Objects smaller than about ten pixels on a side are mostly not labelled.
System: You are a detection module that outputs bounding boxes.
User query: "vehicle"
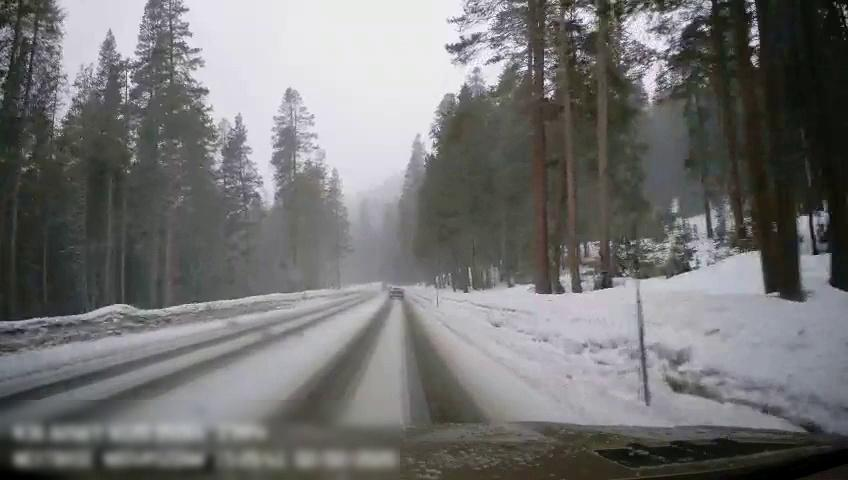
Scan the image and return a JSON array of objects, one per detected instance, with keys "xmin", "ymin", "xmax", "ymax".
[{"xmin": 388, "ymin": 285, "xmax": 406, "ymax": 300}]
